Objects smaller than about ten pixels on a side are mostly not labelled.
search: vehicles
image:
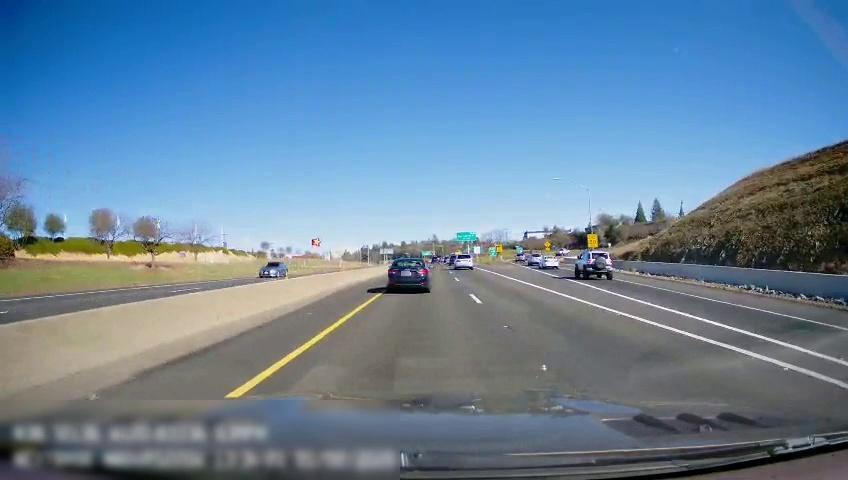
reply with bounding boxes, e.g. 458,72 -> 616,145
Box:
527,253 -> 544,266
516,253 -> 525,262
555,248 -> 569,257
573,249 -> 614,280
448,256 -> 456,266
539,255 -> 560,270
386,255 -> 431,292
258,261 -> 290,279
454,253 -> 476,271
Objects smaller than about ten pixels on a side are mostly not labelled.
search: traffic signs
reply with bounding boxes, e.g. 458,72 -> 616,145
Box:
543,241 -> 553,254
488,246 -> 498,257
586,233 -> 599,249
455,230 -> 480,245
497,245 -> 504,256
420,249 -> 437,256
